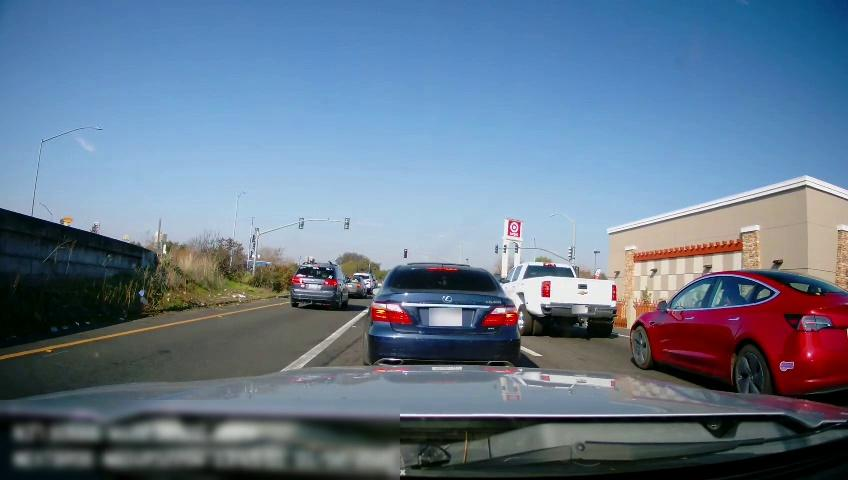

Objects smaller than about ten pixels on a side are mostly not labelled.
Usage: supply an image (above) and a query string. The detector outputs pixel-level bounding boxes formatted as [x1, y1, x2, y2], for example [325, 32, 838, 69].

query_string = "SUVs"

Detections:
[290, 258, 352, 311]
[353, 272, 376, 296]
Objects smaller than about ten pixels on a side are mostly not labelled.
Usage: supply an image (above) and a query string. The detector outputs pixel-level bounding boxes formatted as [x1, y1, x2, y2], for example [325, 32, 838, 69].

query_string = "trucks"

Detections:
[492, 262, 618, 337]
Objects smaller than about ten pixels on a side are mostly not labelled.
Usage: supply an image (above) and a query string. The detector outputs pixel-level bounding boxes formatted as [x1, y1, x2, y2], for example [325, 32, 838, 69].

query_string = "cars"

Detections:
[361, 262, 522, 367]
[628, 267, 848, 408]
[343, 274, 370, 300]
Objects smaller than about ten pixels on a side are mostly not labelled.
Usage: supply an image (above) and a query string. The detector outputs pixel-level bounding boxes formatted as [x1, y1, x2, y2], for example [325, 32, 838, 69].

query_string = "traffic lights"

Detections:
[297, 217, 305, 230]
[343, 217, 350, 231]
[513, 242, 519, 256]
[494, 244, 499, 255]
[502, 243, 507, 255]
[567, 247, 573, 261]
[403, 248, 408, 260]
